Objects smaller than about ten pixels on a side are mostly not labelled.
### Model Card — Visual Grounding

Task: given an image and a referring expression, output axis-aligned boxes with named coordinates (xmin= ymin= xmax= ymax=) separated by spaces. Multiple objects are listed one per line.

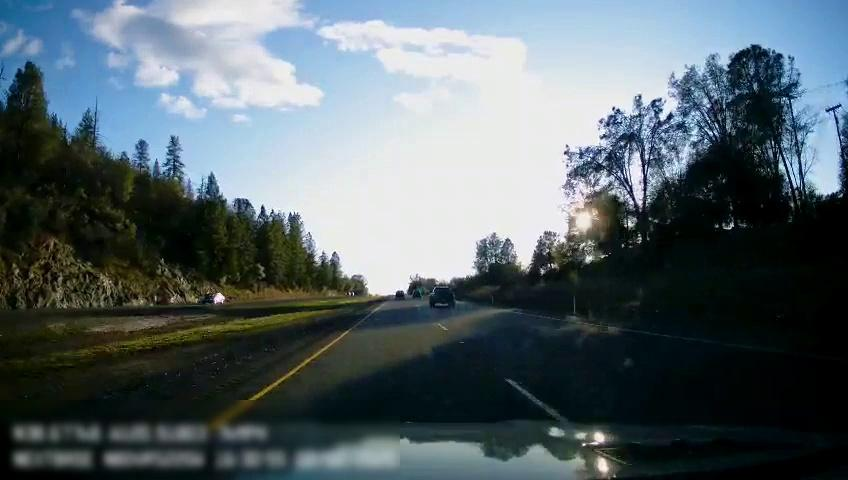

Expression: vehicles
xmin=412 ymin=289 xmax=423 ymax=299
xmin=200 ymin=292 xmax=224 ymax=305
xmin=429 ymin=287 xmax=455 ymax=307
xmin=394 ymin=290 xmax=406 ymax=300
